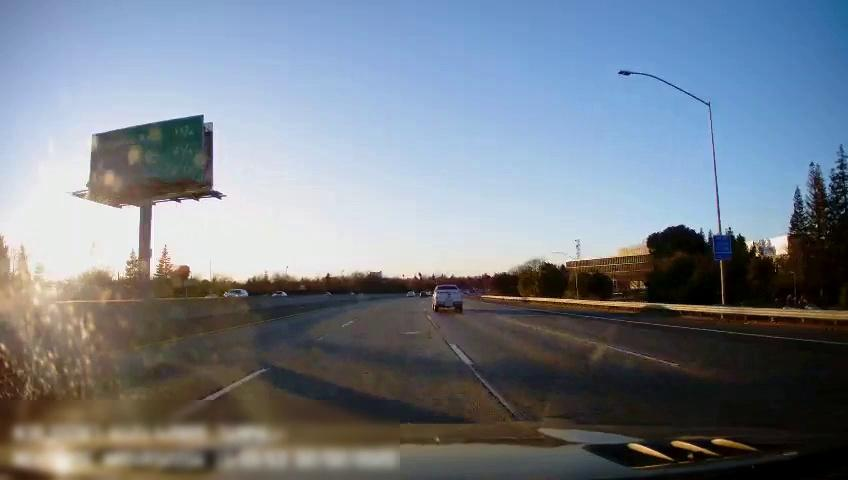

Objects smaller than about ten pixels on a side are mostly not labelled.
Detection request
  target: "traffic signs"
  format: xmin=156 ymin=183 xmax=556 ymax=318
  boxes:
xmin=90 ymin=114 xmax=205 ymax=187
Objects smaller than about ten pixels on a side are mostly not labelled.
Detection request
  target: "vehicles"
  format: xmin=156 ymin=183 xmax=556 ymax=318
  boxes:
xmin=222 ymin=288 xmax=248 ymax=298
xmin=433 ymin=285 xmax=467 ymax=313
xmin=272 ymin=290 xmax=288 ymax=297
xmin=406 ymin=291 xmax=416 ymax=299
xmin=419 ymin=290 xmax=429 ymax=298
